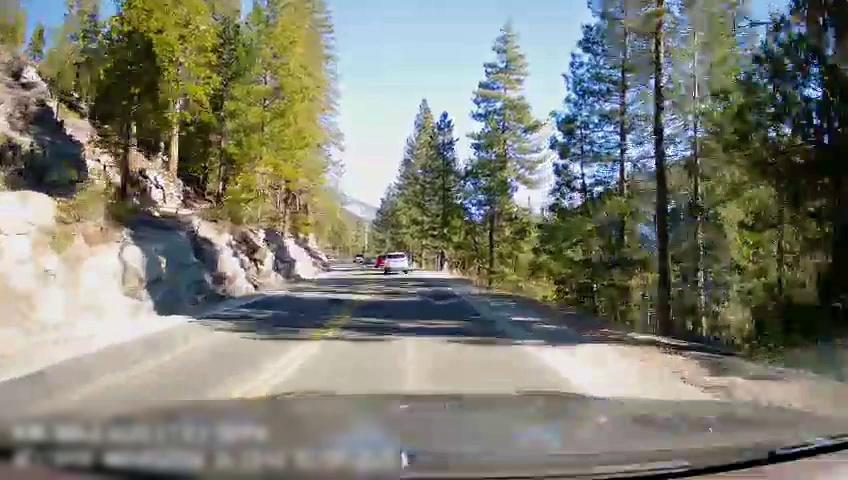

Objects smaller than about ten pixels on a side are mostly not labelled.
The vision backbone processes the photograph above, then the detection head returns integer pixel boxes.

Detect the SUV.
[384,251,409,274]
